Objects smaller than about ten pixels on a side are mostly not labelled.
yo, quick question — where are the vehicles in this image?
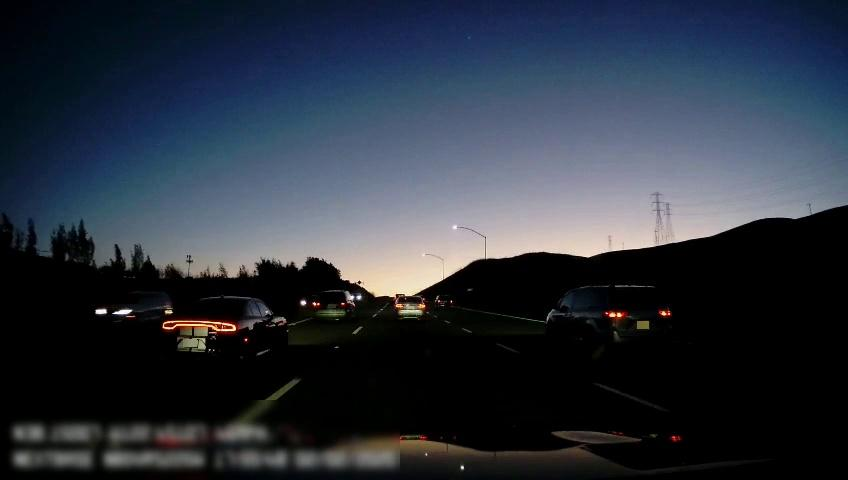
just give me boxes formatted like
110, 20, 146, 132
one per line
393, 295, 427, 325
392, 293, 406, 306
433, 294, 454, 309
160, 294, 290, 374
545, 285, 675, 354
313, 289, 357, 323
94, 289, 174, 330
298, 294, 318, 308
